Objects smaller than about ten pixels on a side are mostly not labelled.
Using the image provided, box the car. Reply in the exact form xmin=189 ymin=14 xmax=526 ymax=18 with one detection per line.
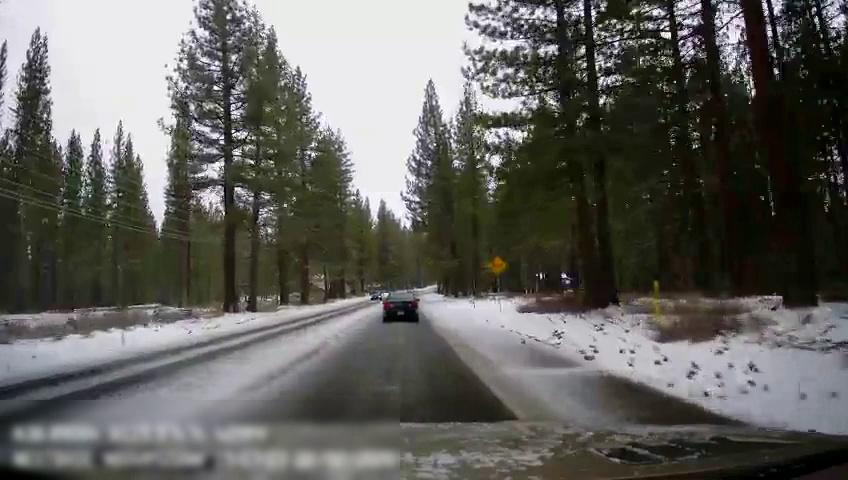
xmin=382 ymin=291 xmax=421 ymax=322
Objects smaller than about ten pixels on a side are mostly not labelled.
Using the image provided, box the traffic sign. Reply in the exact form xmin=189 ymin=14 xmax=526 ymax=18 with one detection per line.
xmin=486 ymin=255 xmax=509 ymax=275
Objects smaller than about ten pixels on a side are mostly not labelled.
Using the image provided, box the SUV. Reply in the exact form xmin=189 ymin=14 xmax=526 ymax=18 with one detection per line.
xmin=370 ymin=292 xmax=383 ymax=301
